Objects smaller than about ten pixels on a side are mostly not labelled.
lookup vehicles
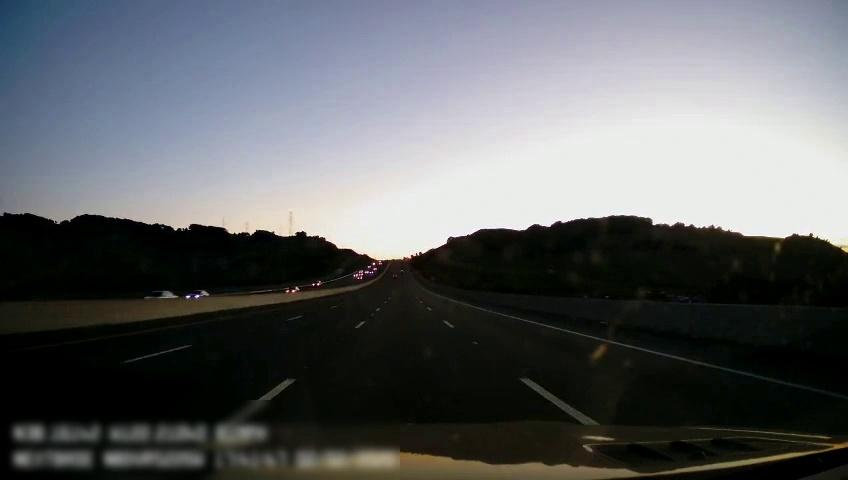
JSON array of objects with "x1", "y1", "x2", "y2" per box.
[
  {"x1": 311, "y1": 280, "x2": 323, "y2": 288},
  {"x1": 186, "y1": 289, "x2": 210, "y2": 299},
  {"x1": 144, "y1": 290, "x2": 177, "y2": 300},
  {"x1": 285, "y1": 286, "x2": 300, "y2": 293}
]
